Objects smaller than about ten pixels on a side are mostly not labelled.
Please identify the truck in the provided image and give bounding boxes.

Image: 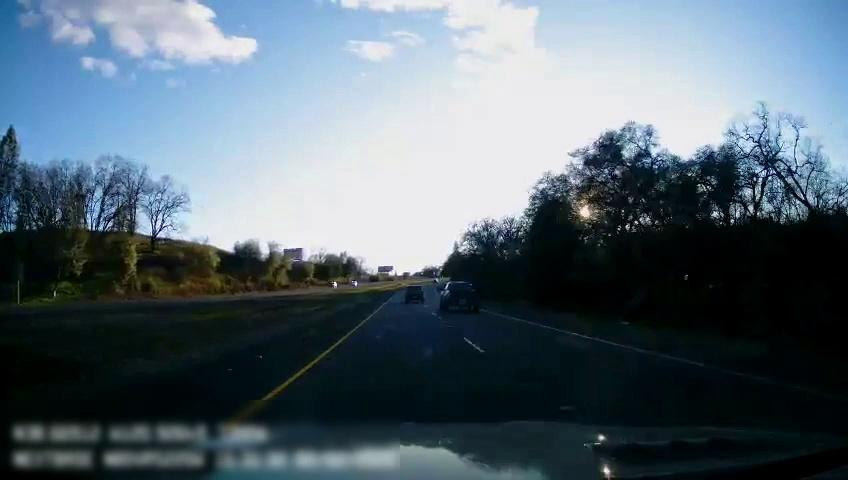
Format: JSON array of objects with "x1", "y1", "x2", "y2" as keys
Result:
[{"x1": 439, "y1": 281, "x2": 479, "y2": 312}]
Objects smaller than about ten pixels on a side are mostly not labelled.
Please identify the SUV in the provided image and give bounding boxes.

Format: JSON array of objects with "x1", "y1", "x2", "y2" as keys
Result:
[{"x1": 405, "y1": 286, "x2": 424, "y2": 303}]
